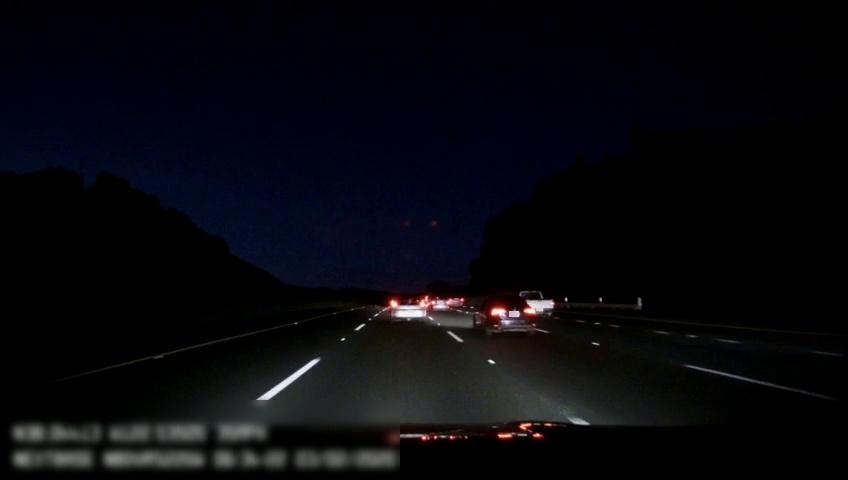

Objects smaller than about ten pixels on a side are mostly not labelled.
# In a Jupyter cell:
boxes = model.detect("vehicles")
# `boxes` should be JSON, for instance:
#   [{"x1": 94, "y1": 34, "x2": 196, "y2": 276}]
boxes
[
  {"x1": 515, "y1": 290, "x2": 554, "y2": 322},
  {"x1": 473, "y1": 291, "x2": 536, "y2": 338},
  {"x1": 449, "y1": 294, "x2": 464, "y2": 309},
  {"x1": 391, "y1": 293, "x2": 427, "y2": 321},
  {"x1": 429, "y1": 294, "x2": 450, "y2": 312}
]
